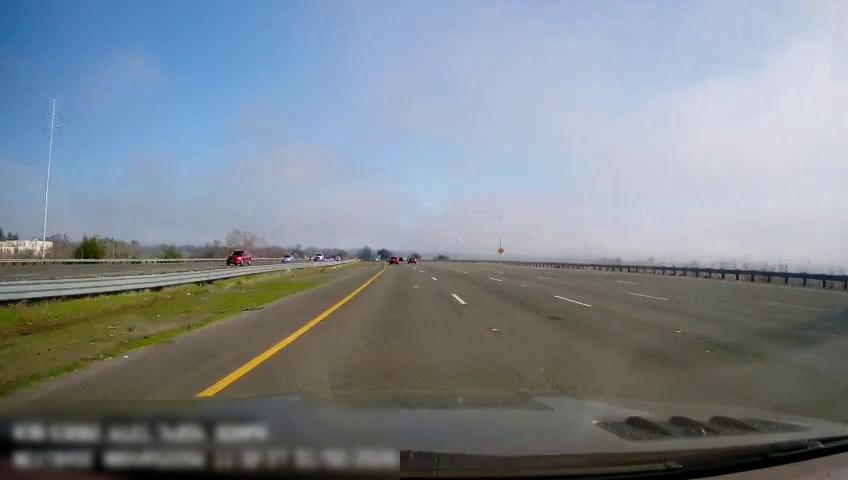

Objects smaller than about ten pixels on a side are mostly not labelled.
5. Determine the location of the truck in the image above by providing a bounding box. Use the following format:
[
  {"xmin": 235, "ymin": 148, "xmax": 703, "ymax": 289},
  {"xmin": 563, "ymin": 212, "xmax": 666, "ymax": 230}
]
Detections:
[{"xmin": 313, "ymin": 253, "xmax": 326, "ymax": 262}]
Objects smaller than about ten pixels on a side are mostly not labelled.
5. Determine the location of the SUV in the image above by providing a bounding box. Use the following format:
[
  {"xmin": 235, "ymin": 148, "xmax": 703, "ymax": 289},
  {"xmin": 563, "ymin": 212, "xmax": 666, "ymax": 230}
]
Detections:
[{"xmin": 226, "ymin": 249, "xmax": 252, "ymax": 268}]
